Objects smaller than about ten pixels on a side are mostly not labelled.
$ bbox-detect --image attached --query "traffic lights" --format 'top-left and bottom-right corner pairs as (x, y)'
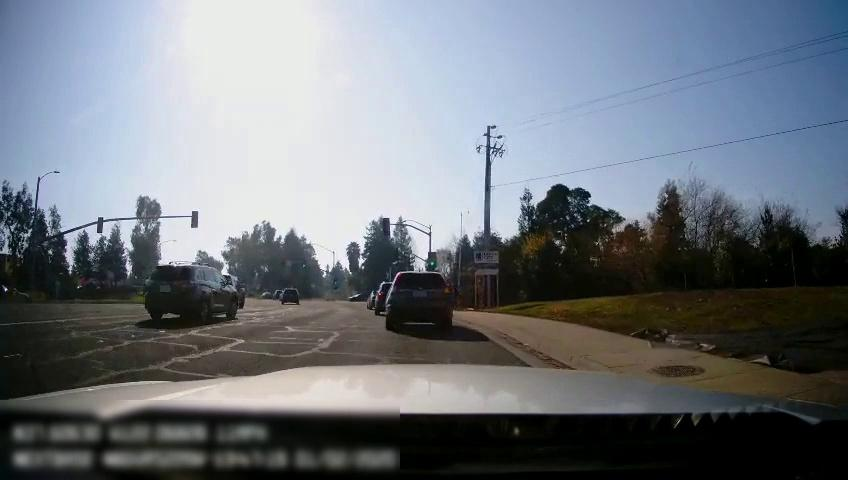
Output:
(380, 218), (390, 237)
(426, 252), (437, 273)
(191, 210), (199, 228)
(96, 215), (104, 234)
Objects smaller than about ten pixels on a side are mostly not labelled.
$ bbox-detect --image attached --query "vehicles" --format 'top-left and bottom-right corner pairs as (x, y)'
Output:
(281, 288), (301, 305)
(383, 270), (454, 333)
(366, 291), (376, 312)
(373, 282), (393, 316)
(345, 294), (365, 303)
(142, 263), (240, 328)
(229, 274), (247, 310)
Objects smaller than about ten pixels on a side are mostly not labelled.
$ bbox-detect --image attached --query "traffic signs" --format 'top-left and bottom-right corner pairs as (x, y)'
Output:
(473, 250), (500, 265)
